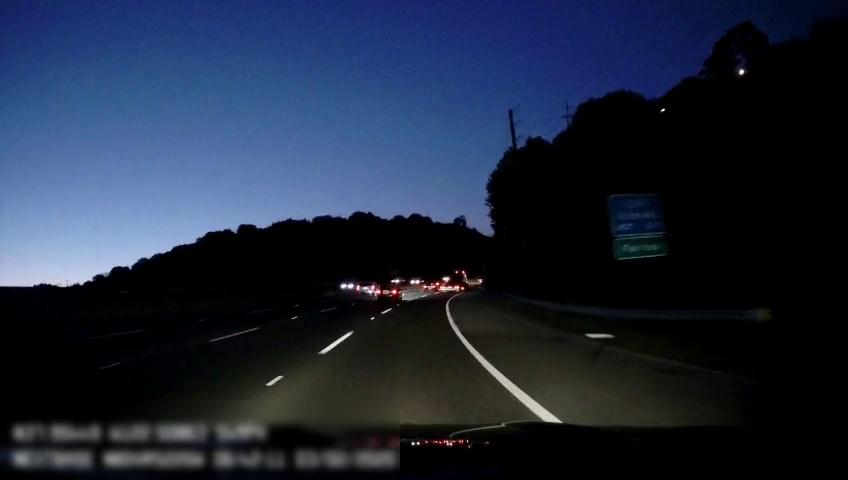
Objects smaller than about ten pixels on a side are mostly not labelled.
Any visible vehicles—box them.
[440,270,469,294]
[423,281,437,292]
[356,280,381,300]
[376,283,403,303]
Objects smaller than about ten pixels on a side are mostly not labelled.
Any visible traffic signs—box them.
[607,194,668,259]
